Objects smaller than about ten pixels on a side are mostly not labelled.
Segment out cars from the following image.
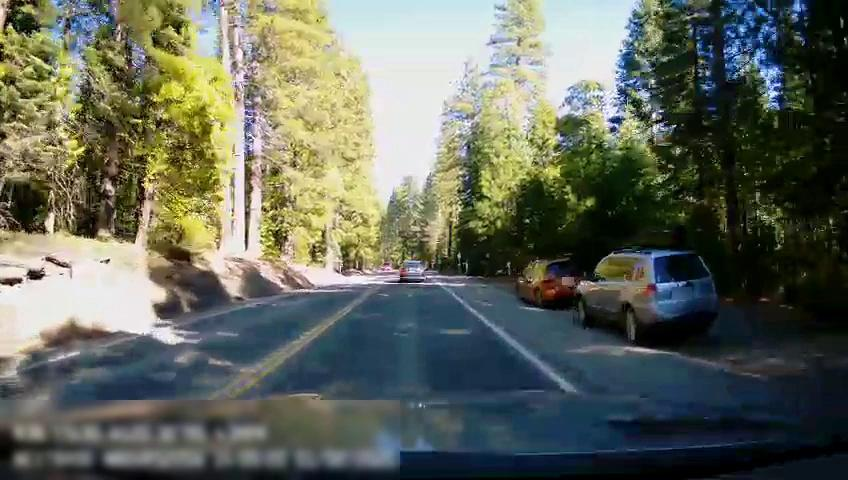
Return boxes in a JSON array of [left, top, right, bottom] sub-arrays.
[[514, 258, 581, 308], [399, 260, 427, 283]]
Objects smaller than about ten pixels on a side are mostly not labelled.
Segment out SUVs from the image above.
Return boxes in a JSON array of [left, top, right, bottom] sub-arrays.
[[575, 247, 721, 346]]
